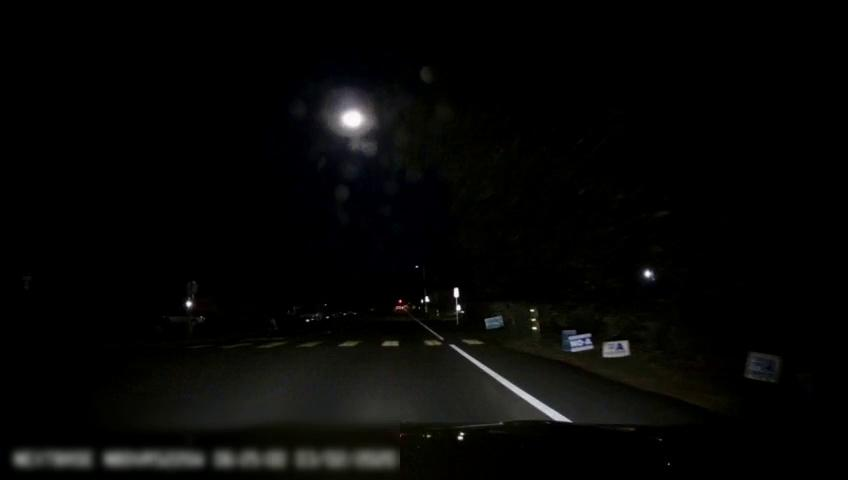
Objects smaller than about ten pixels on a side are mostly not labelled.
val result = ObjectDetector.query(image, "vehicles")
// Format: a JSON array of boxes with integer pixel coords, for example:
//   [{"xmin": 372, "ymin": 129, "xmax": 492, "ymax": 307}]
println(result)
[
  {"xmin": 298, "ymin": 305, "xmax": 326, "ymax": 327},
  {"xmin": 159, "ymin": 311, "xmax": 205, "ymax": 328}
]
